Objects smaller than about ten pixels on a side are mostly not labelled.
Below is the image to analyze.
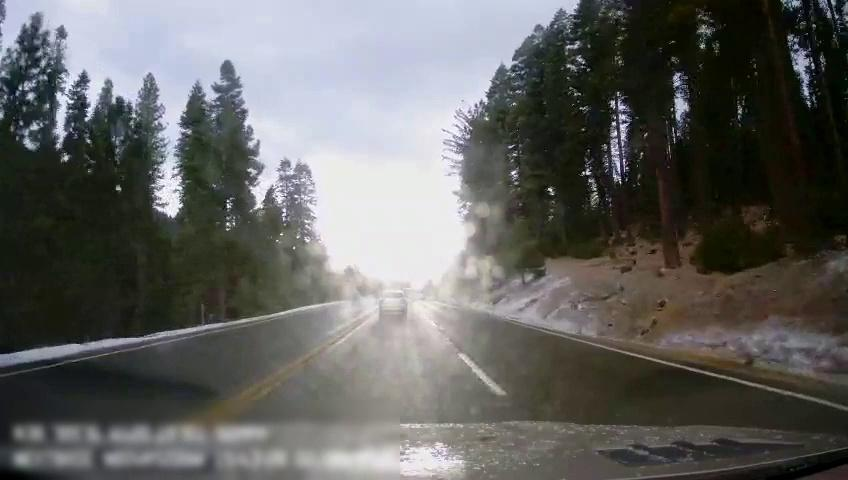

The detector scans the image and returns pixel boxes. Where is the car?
[378,290,409,318]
